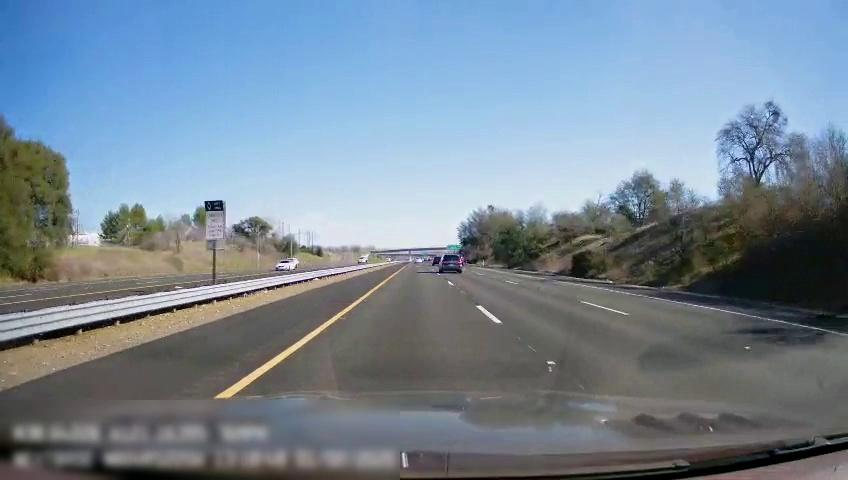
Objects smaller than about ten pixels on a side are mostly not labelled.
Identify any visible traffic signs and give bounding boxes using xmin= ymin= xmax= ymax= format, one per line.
xmin=204 ymin=199 xmax=226 ymax=239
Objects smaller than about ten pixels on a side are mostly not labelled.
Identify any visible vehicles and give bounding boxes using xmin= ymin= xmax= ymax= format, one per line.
xmin=275 ymin=259 xmax=297 ymax=272
xmin=432 ymin=256 xmax=442 ymax=266
xmin=439 ymin=254 xmax=463 ymax=274
xmin=357 ymin=255 xmax=369 ymax=264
